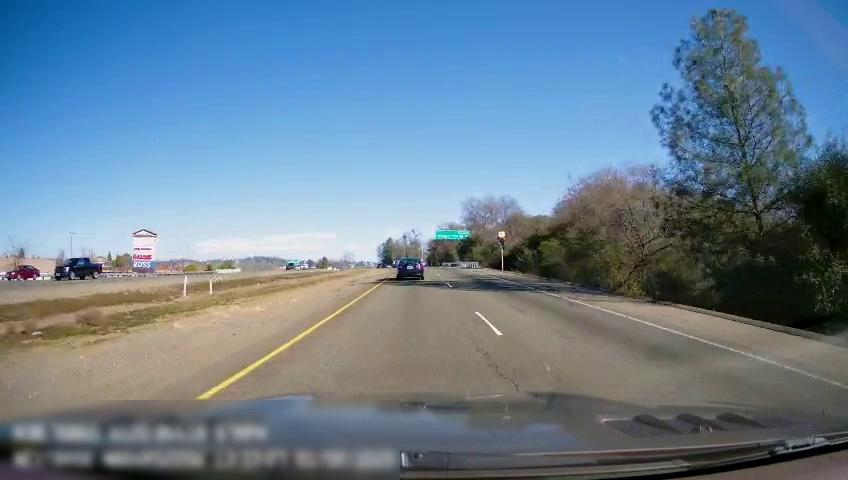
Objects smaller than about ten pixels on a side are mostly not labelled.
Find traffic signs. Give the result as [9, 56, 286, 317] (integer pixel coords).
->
[436, 230, 471, 242]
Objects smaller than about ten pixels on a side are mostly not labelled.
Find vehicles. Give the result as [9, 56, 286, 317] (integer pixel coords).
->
[5, 265, 41, 281]
[285, 261, 300, 272]
[54, 257, 104, 281]
[395, 257, 426, 282]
